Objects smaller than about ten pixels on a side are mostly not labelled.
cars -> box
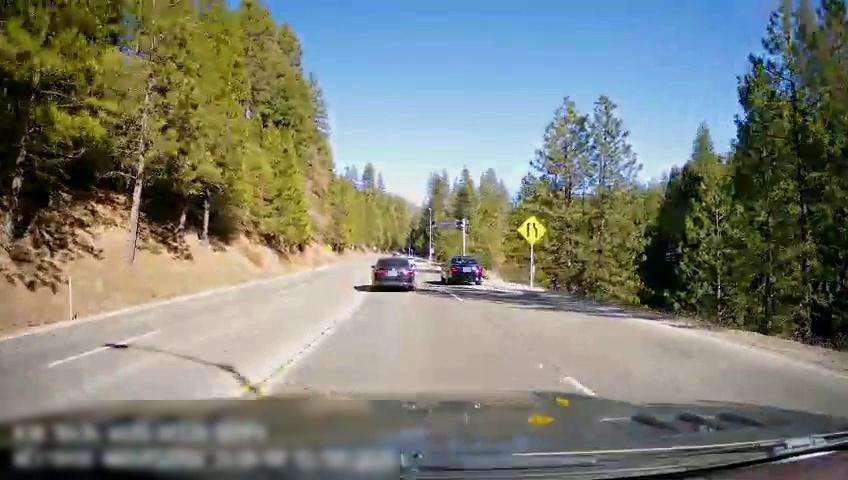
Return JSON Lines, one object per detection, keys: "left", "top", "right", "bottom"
{"left": 370, "top": 257, "right": 415, "bottom": 292}
{"left": 439, "top": 254, "right": 484, "bottom": 285}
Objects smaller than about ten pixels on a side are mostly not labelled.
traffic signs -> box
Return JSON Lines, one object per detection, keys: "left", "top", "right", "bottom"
{"left": 517, "top": 214, "right": 547, "bottom": 245}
